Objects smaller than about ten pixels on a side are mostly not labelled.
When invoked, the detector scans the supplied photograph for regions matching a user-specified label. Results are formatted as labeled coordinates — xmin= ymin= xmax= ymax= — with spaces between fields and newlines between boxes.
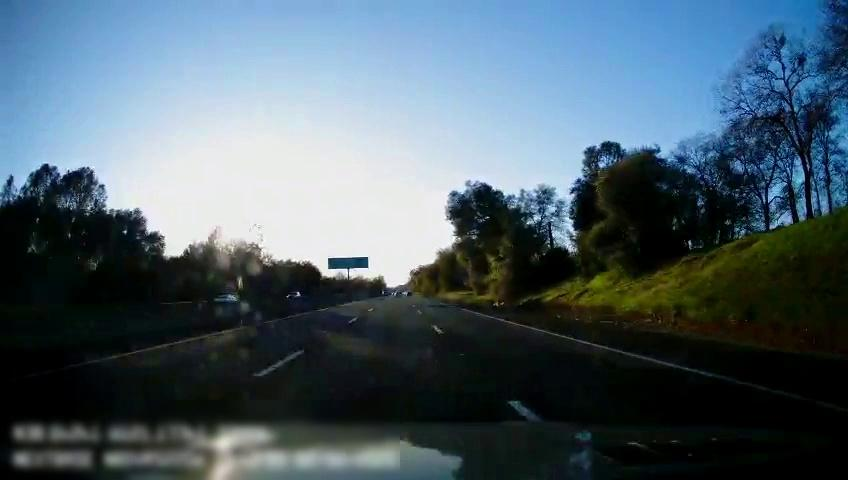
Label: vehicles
xmin=286 ymin=291 xmax=302 ymax=299
xmin=214 ymin=293 xmax=241 ymax=304
xmin=380 ymin=290 xmax=391 ymax=298
xmin=394 ymin=290 xmax=403 ymax=297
